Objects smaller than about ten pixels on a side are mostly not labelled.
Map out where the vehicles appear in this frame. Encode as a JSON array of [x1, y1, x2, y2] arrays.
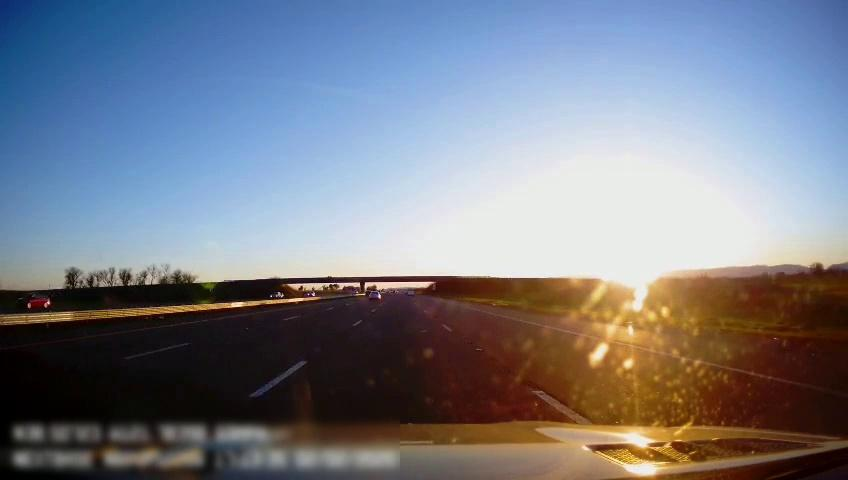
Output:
[[269, 291, 281, 300], [14, 292, 51, 311], [369, 291, 381, 301]]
